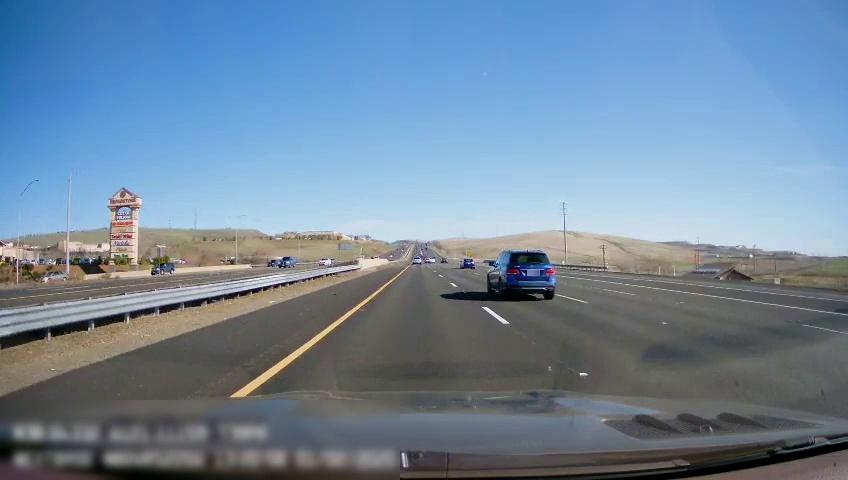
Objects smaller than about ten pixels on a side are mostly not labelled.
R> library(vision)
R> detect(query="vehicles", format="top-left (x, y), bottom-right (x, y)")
top-left (277, 256), bottom-right (295, 268)
top-left (487, 251), bottom-right (555, 301)
top-left (430, 256), bottom-right (440, 265)
top-left (266, 259), bottom-right (279, 267)
top-left (459, 258), bottom-right (475, 269)
top-left (319, 258), bottom-right (332, 266)
top-left (150, 263), bottom-right (176, 275)
top-left (41, 271), bottom-right (69, 282)
top-left (411, 256), bottom-right (422, 265)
